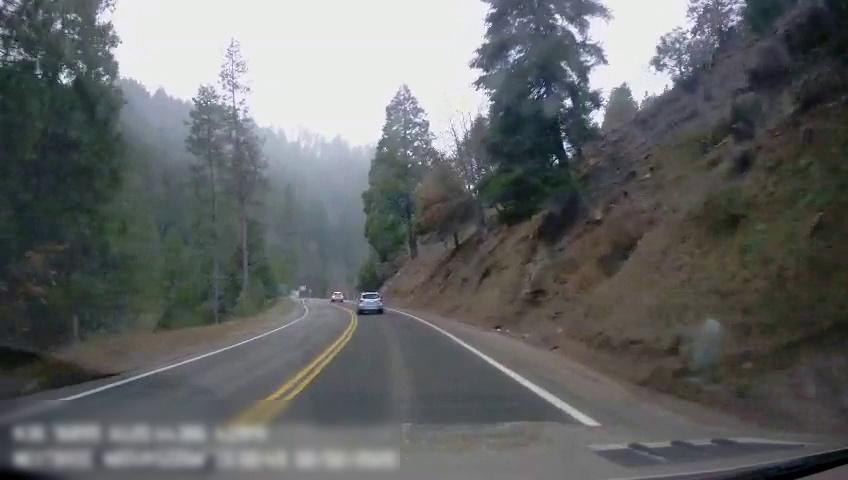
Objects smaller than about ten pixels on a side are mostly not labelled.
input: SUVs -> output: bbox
[356,292,384,315]
[331,292,344,302]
